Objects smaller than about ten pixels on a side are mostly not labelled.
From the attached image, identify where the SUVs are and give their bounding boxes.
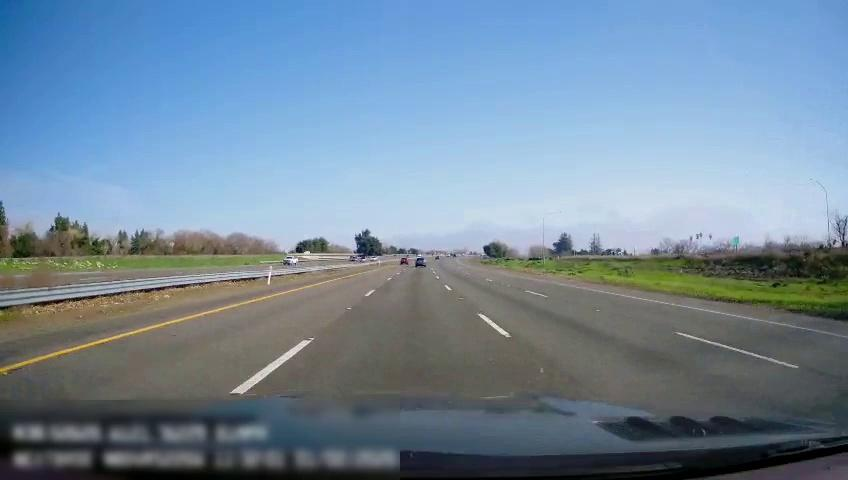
[415,257,426,267]
[399,256,409,264]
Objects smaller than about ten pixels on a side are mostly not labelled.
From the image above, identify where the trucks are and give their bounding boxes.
[283,255,298,266]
